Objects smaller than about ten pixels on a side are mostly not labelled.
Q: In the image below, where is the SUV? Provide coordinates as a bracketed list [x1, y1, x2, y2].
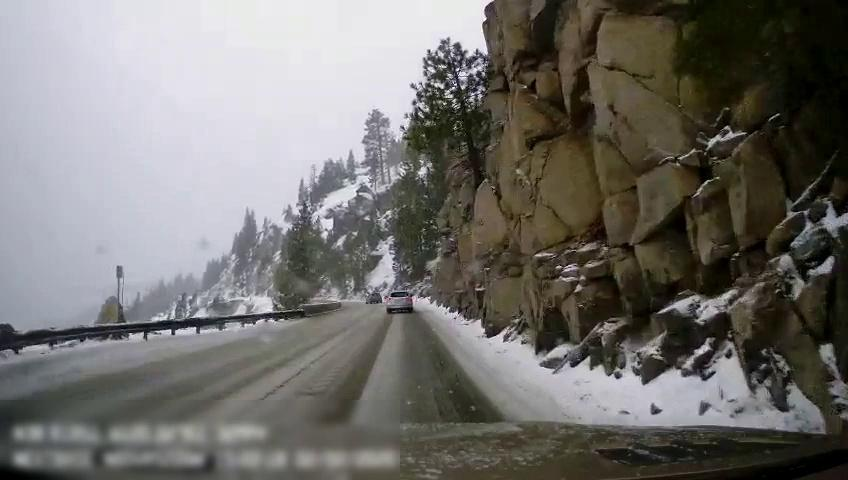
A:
[386, 292, 415, 315]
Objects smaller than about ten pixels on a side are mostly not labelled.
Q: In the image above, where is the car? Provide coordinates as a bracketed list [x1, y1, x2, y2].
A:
[365, 292, 382, 304]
